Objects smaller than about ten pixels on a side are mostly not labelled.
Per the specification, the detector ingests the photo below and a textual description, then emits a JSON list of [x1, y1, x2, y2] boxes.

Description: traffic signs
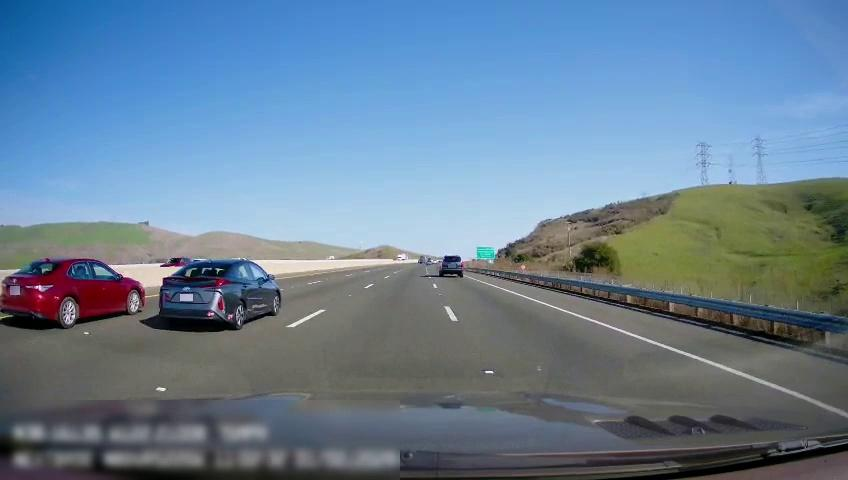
[[475, 246, 496, 260]]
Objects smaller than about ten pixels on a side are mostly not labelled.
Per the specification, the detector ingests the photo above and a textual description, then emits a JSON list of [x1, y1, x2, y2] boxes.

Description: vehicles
[[159, 257, 191, 268], [397, 253, 408, 261], [438, 255, 464, 278], [0, 256, 146, 331], [157, 257, 282, 331]]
